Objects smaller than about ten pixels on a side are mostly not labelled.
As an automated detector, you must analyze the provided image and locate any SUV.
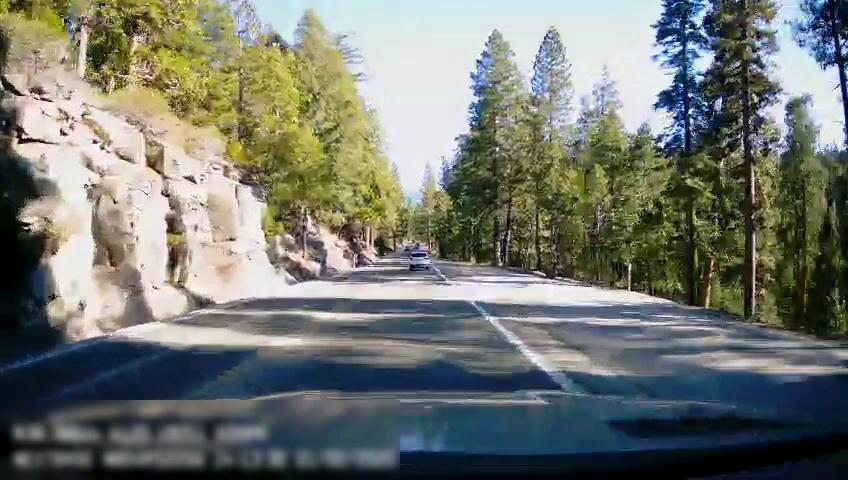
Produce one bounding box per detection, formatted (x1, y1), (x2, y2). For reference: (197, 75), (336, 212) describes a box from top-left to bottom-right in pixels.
(408, 250), (431, 271)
